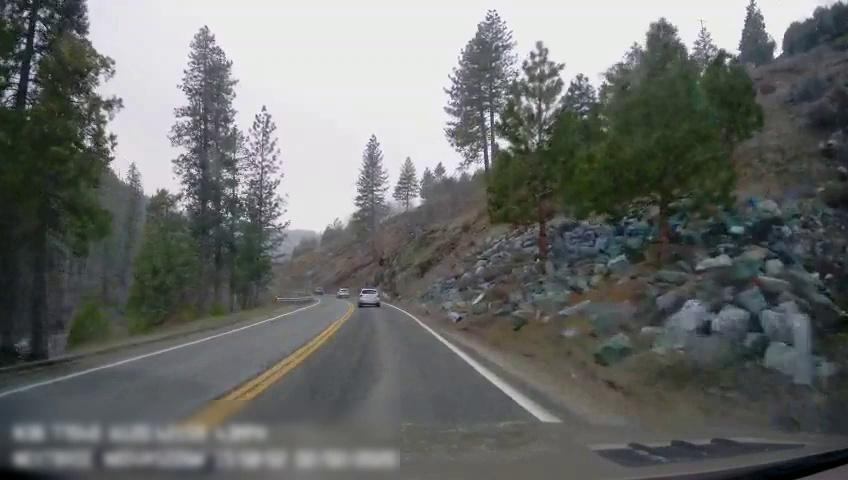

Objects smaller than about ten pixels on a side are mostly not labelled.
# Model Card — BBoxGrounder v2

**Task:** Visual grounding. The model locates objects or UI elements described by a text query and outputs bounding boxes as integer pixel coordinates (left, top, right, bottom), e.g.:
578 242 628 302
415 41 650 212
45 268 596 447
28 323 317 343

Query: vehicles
313 287 323 296
337 288 351 299
358 288 381 308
